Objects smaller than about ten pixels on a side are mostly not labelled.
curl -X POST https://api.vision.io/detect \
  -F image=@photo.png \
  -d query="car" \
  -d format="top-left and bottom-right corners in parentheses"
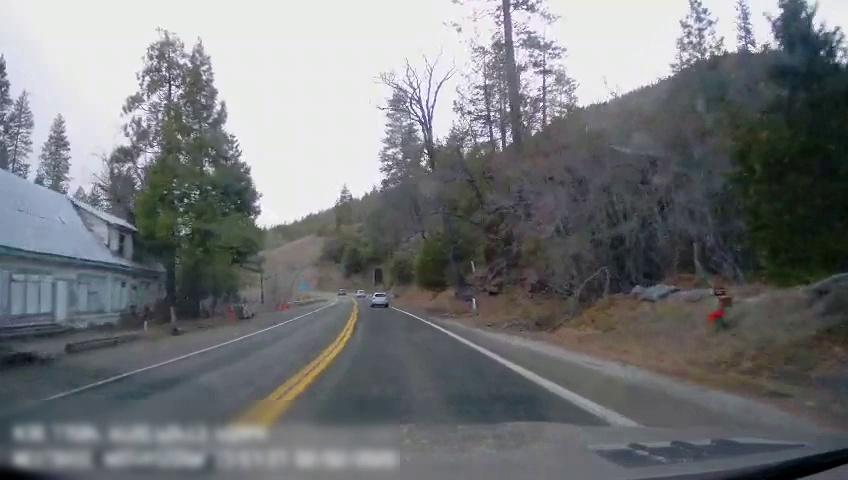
top-left (370, 292), bottom-right (389, 308)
